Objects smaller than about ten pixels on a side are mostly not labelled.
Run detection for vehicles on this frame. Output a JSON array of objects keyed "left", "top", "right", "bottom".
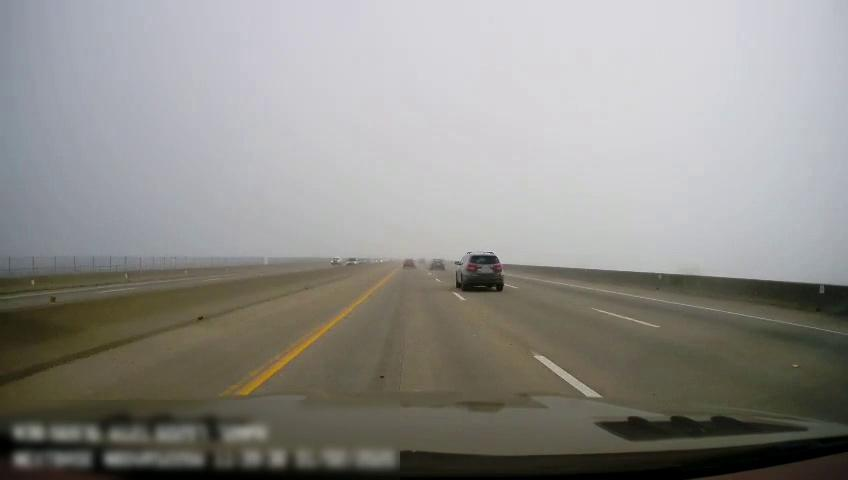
[
  {"left": 344, "top": 257, "right": 361, "bottom": 267},
  {"left": 402, "top": 257, "right": 416, "bottom": 269},
  {"left": 453, "top": 250, "right": 506, "bottom": 292},
  {"left": 428, "top": 258, "right": 446, "bottom": 271},
  {"left": 330, "top": 256, "right": 344, "bottom": 265}
]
